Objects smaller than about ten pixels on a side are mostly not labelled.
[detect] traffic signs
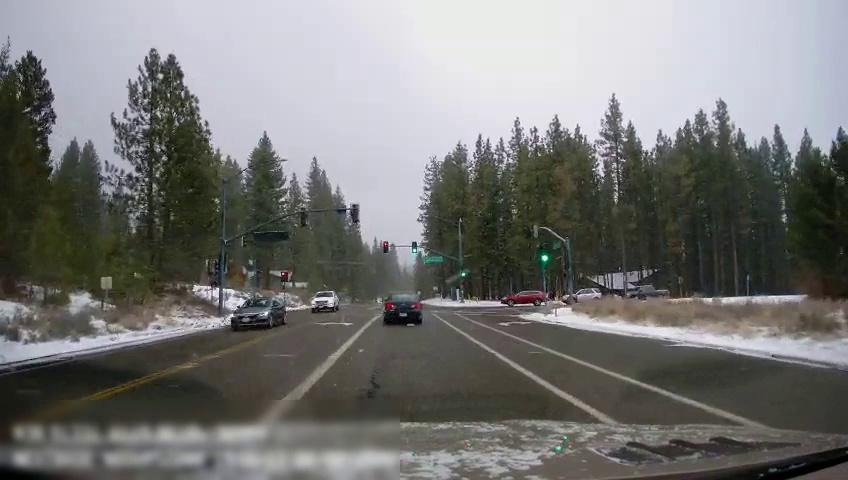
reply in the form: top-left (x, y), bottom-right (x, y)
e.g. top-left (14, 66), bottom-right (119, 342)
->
top-left (424, 255), bottom-right (444, 264)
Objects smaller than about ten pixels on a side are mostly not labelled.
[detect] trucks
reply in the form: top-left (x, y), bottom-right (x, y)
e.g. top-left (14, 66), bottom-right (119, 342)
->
top-left (625, 285), bottom-right (670, 301)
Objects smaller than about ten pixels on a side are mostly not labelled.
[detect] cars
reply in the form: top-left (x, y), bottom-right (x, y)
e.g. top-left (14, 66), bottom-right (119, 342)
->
top-left (230, 295), bottom-right (287, 332)
top-left (383, 293), bottom-right (424, 326)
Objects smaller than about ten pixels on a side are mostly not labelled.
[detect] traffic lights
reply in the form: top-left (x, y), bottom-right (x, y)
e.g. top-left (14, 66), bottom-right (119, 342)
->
top-left (280, 271), bottom-right (289, 283)
top-left (299, 207), bottom-right (307, 227)
top-left (533, 223), bottom-right (539, 240)
top-left (411, 241), bottom-right (417, 253)
top-left (350, 203), bottom-right (359, 223)
top-left (383, 241), bottom-right (389, 254)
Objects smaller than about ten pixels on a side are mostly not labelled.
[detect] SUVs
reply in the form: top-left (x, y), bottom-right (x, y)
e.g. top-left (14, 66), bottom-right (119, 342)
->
top-left (561, 287), bottom-right (602, 305)
top-left (500, 290), bottom-right (546, 308)
top-left (311, 290), bottom-right (340, 313)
